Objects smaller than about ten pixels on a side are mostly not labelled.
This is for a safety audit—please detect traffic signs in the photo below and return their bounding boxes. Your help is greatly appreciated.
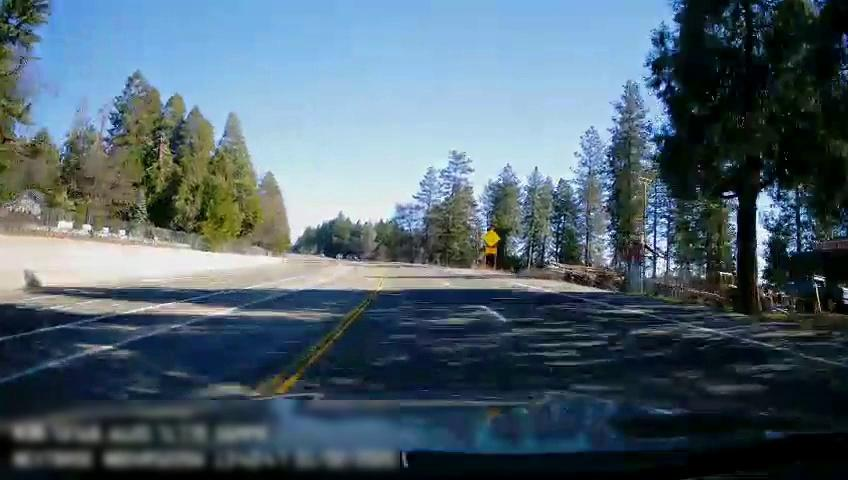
[484,247,498,255]
[482,227,503,247]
